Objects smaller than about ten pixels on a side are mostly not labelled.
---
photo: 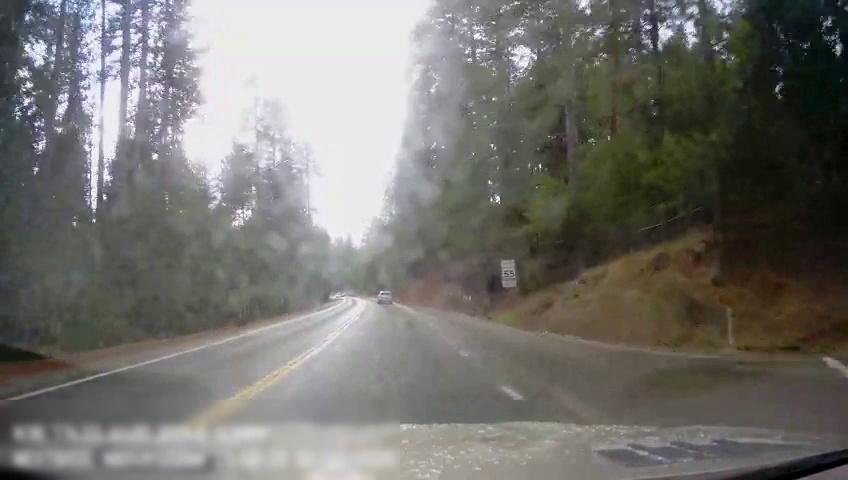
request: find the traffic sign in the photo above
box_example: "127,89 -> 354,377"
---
500,259 -> 517,288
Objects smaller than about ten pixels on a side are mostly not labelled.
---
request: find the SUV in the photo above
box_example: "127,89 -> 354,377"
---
376,290 -> 394,306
